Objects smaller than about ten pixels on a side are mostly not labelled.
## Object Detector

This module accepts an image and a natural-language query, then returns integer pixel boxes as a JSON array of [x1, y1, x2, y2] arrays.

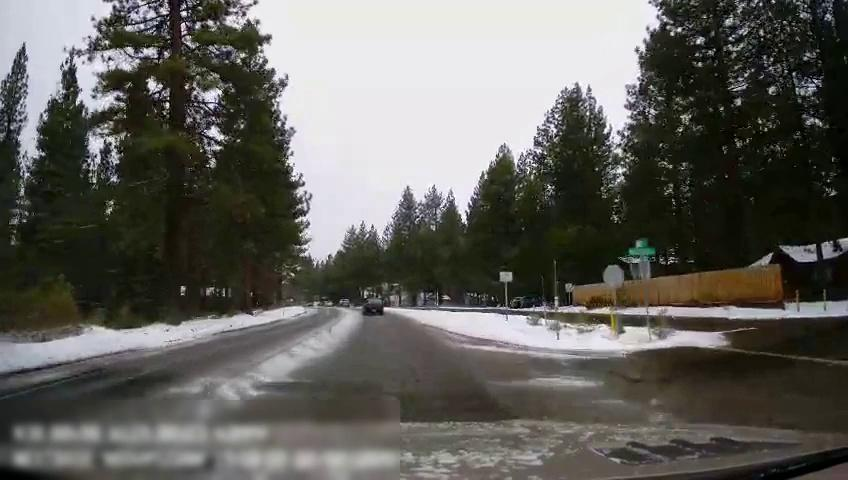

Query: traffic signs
[[499, 271, 513, 282], [628, 247, 655, 256], [635, 238, 649, 248]]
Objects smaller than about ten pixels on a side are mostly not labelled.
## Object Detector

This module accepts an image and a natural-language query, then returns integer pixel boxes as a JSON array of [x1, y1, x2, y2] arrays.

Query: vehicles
[[323, 300, 334, 308], [510, 296, 522, 309], [362, 297, 384, 317], [338, 298, 350, 308]]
